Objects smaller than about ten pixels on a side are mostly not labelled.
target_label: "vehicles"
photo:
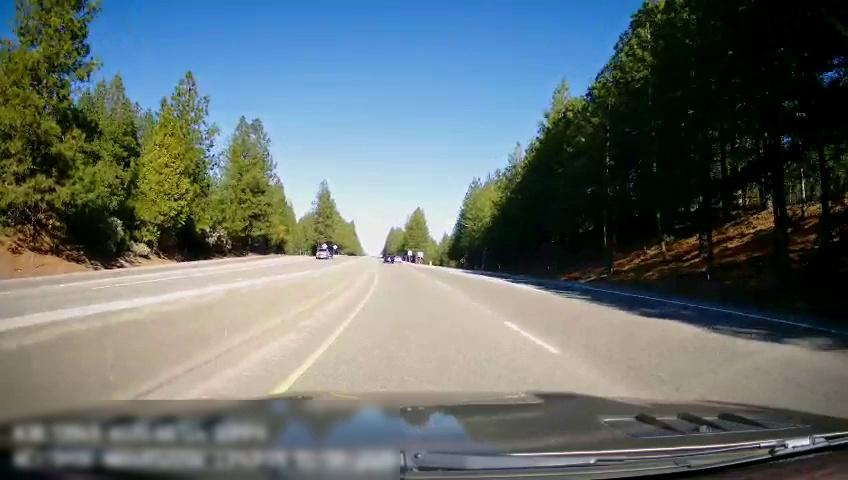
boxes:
[383,255,395,265]
[315,247,331,260]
